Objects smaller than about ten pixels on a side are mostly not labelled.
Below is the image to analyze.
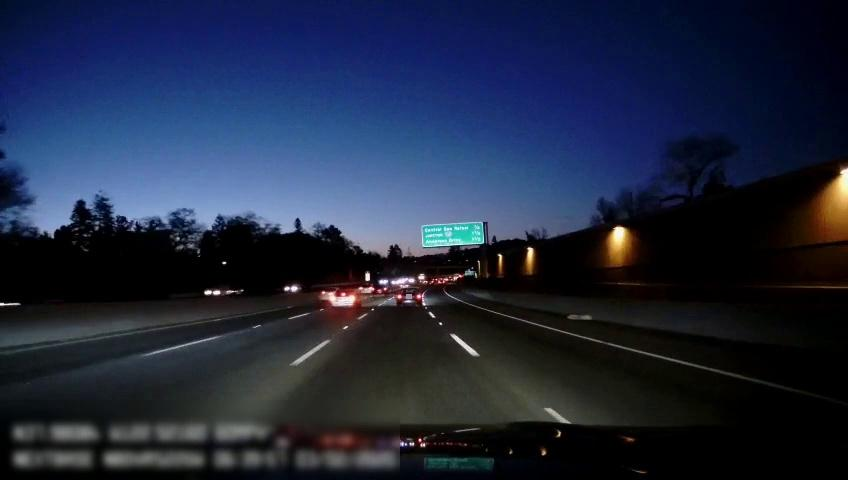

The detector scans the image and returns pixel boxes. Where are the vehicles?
[396,287,423,310]
[204,282,244,298]
[284,284,302,293]
[360,284,374,294]
[0,292,64,308]
[372,284,390,297]
[321,286,342,304]
[331,288,362,310]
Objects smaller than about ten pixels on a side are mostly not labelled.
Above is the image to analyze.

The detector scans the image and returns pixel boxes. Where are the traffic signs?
[422,222,485,248]
[364,270,371,282]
